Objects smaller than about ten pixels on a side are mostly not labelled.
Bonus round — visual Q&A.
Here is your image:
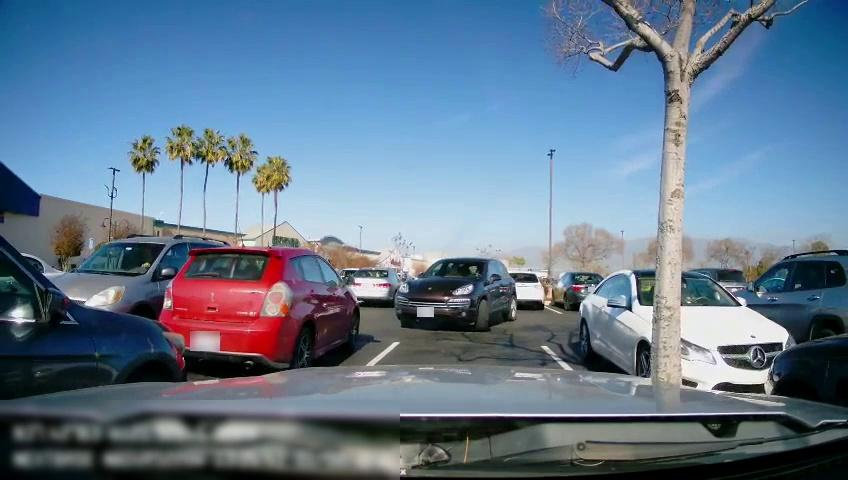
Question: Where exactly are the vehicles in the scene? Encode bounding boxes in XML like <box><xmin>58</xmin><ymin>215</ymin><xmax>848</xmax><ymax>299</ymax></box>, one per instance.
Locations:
<box><xmin>499</xmin><ymin>271</ymin><xmax>545</xmax><ymax>310</ymax></box>
<box><xmin>335</xmin><ymin>268</ymin><xmax>379</xmax><ymax>289</ymax></box>
<box><xmin>156</xmin><ymin>247</ymin><xmax>362</xmax><ymax>377</ymax></box>
<box><xmin>579</xmin><ymin>268</ymin><xmax>805</xmax><ymax>396</ymax></box>
<box><xmin>550</xmin><ymin>271</ymin><xmax>611</xmax><ymax>311</ymax></box>
<box><xmin>17</xmin><ymin>252</ymin><xmax>72</xmax><ymax>310</ymax></box>
<box><xmin>347</xmin><ymin>267</ymin><xmax>408</xmax><ymax>309</ymax></box>
<box><xmin>395</xmin><ymin>257</ymin><xmax>518</xmax><ymax>333</ymax></box>
<box><xmin>764</xmin><ymin>332</ymin><xmax>848</xmax><ymax>408</ymax></box>
<box><xmin>33</xmin><ymin>232</ymin><xmax>244</xmax><ymax>334</ymax></box>
<box><xmin>725</xmin><ymin>248</ymin><xmax>848</xmax><ymax>365</ymax></box>
<box><xmin>0</xmin><ymin>234</ymin><xmax>190</xmax><ymax>402</ymax></box>
<box><xmin>684</xmin><ymin>268</ymin><xmax>753</xmax><ymax>301</ymax></box>
<box><xmin>393</xmin><ymin>273</ymin><xmax>417</xmax><ymax>291</ymax></box>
